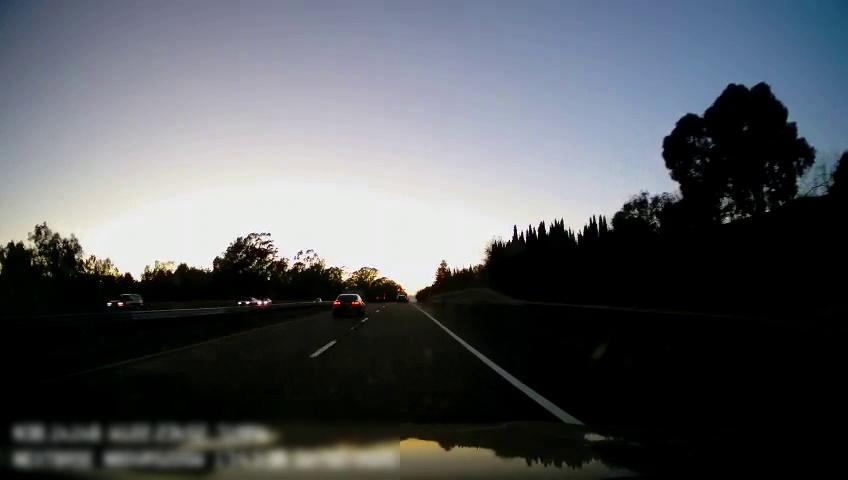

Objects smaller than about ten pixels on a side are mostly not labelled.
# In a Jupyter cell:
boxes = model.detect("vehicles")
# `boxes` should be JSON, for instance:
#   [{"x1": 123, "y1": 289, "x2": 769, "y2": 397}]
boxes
[
  {"x1": 397, "y1": 294, "x2": 408, "y2": 303},
  {"x1": 332, "y1": 294, "x2": 366, "y2": 318},
  {"x1": 257, "y1": 297, "x2": 273, "y2": 306},
  {"x1": 105, "y1": 293, "x2": 143, "y2": 311},
  {"x1": 237, "y1": 296, "x2": 258, "y2": 307}
]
